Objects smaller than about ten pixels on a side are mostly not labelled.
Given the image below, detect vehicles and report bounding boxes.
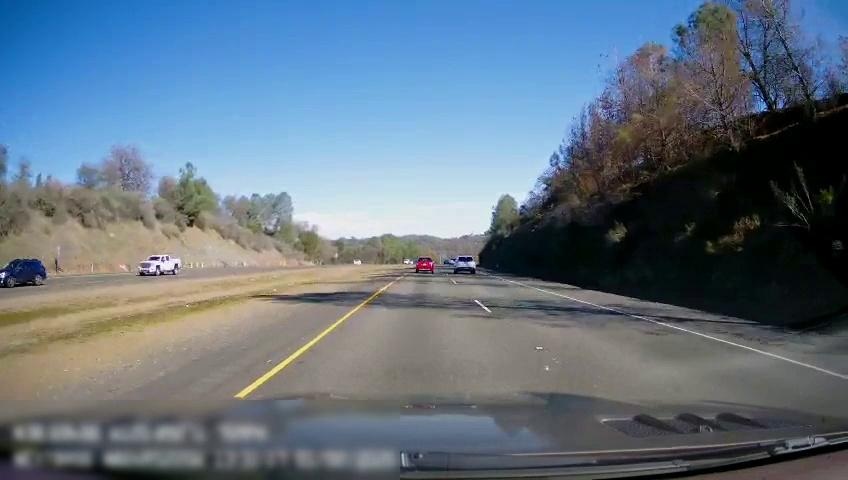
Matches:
[0,258,47,288]
[138,254,182,276]
[454,256,476,274]
[415,256,436,273]
[449,258,458,265]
